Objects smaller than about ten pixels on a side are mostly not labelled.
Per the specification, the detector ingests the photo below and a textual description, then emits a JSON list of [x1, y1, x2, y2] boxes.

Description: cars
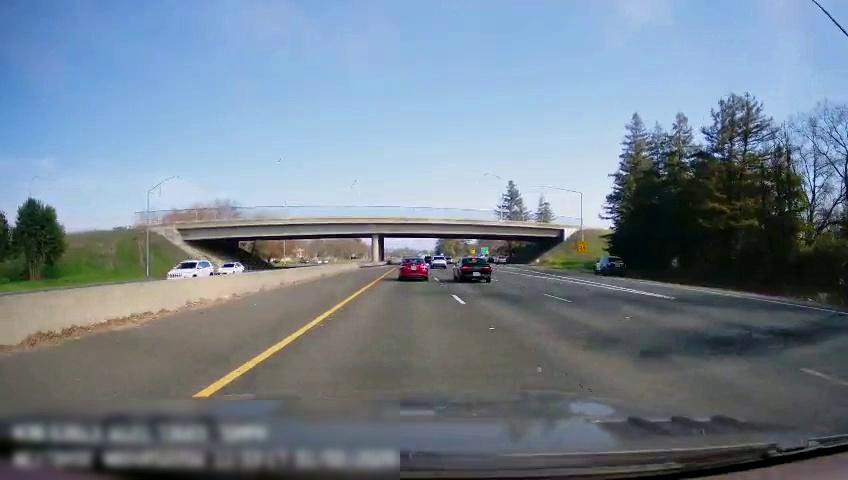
[[397, 258, 429, 282], [429, 256, 446, 270], [216, 262, 245, 276], [451, 254, 493, 284]]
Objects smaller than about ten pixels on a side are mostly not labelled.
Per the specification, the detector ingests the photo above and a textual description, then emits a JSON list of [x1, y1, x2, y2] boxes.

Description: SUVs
[[166, 259, 215, 281], [593, 255, 625, 278]]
